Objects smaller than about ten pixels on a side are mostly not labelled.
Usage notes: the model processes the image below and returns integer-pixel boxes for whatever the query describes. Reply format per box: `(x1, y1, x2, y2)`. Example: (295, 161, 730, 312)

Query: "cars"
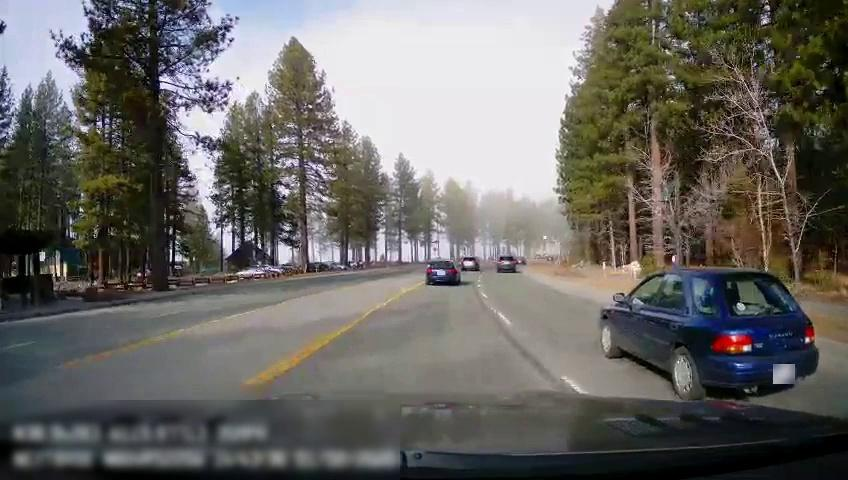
(461, 257, 480, 271)
(426, 260, 459, 285)
(598, 270, 818, 400)
(239, 267, 268, 280)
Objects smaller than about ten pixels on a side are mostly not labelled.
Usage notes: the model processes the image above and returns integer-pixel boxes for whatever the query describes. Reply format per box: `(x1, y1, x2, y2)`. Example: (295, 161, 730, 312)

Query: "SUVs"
(495, 256, 518, 274)
(254, 264, 280, 278)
